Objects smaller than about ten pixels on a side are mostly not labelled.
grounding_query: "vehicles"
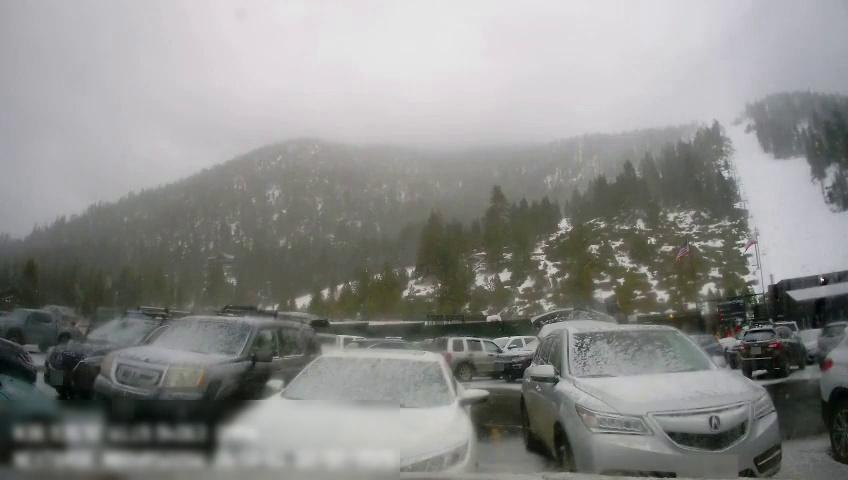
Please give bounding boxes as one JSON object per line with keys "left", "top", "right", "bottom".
{"left": 772, "top": 321, "right": 800, "bottom": 333}
{"left": 97, "top": 315, "right": 322, "bottom": 458}
{"left": 684, "top": 335, "right": 726, "bottom": 357}
{"left": 799, "top": 329, "right": 821, "bottom": 363}
{"left": 518, "top": 321, "right": 782, "bottom": 477}
{"left": 736, "top": 327, "right": 805, "bottom": 378}
{"left": 0, "top": 372, "right": 74, "bottom": 467}
{"left": 48, "top": 318, "right": 170, "bottom": 403}
{"left": 494, "top": 336, "right": 537, "bottom": 352}
{"left": 430, "top": 336, "right": 506, "bottom": 383}
{"left": 0, "top": 336, "right": 42, "bottom": 386}
{"left": 318, "top": 333, "right": 368, "bottom": 349}
{"left": 214, "top": 348, "right": 491, "bottom": 473}
{"left": 493, "top": 340, "right": 537, "bottom": 380}
{"left": 819, "top": 332, "right": 848, "bottom": 465}
{"left": 344, "top": 338, "right": 427, "bottom": 351}
{"left": 0, "top": 308, "right": 86, "bottom": 354}
{"left": 818, "top": 322, "right": 847, "bottom": 354}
